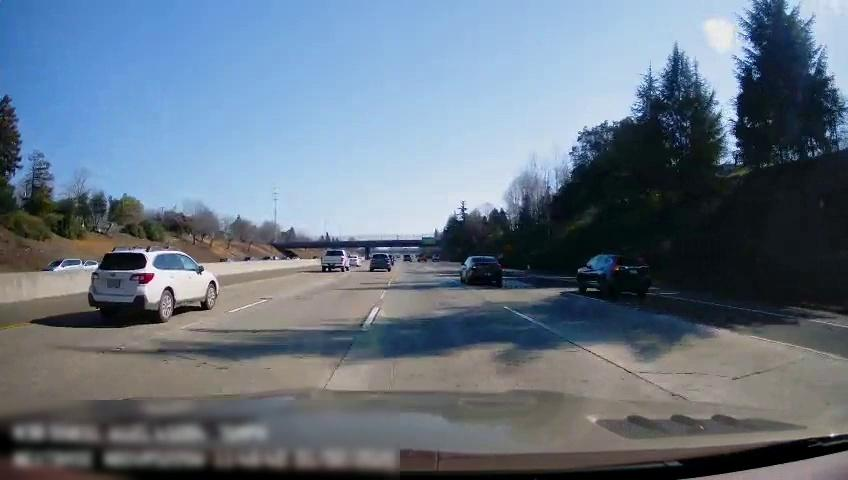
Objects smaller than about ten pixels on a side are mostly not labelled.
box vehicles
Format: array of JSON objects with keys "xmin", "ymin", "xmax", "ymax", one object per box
[
  {"xmin": 87, "ymin": 250, "xmax": 221, "ymax": 324},
  {"xmin": 39, "ymin": 259, "xmax": 83, "ymax": 273},
  {"xmin": 575, "ymin": 253, "xmax": 655, "ymax": 298},
  {"xmin": 82, "ymin": 260, "xmax": 99, "ymax": 270},
  {"xmin": 320, "ymin": 249, "xmax": 351, "ymax": 273},
  {"xmin": 349, "ymin": 254, "xmax": 361, "ymax": 267},
  {"xmin": 369, "ymin": 252, "xmax": 392, "ymax": 272},
  {"xmin": 459, "ymin": 256, "xmax": 504, "ymax": 286}
]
